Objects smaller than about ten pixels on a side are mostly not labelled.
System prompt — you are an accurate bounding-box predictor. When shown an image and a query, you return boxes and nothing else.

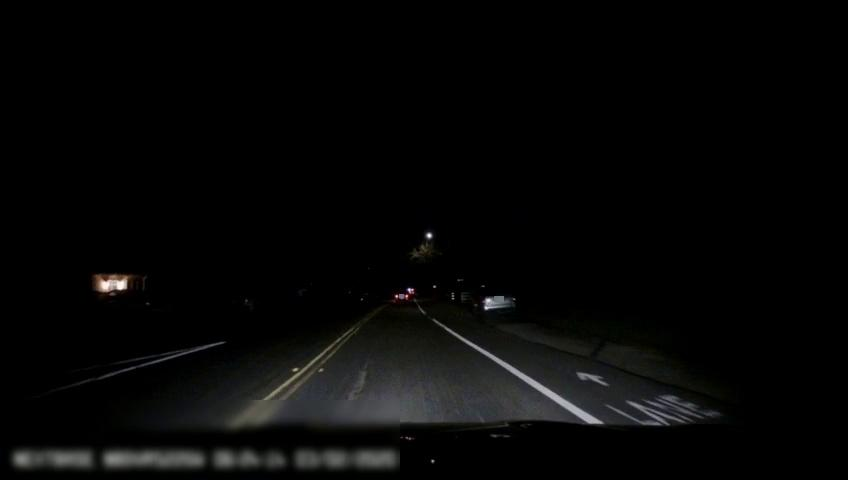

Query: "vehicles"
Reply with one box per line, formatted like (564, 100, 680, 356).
(466, 284, 517, 319)
(388, 283, 418, 308)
